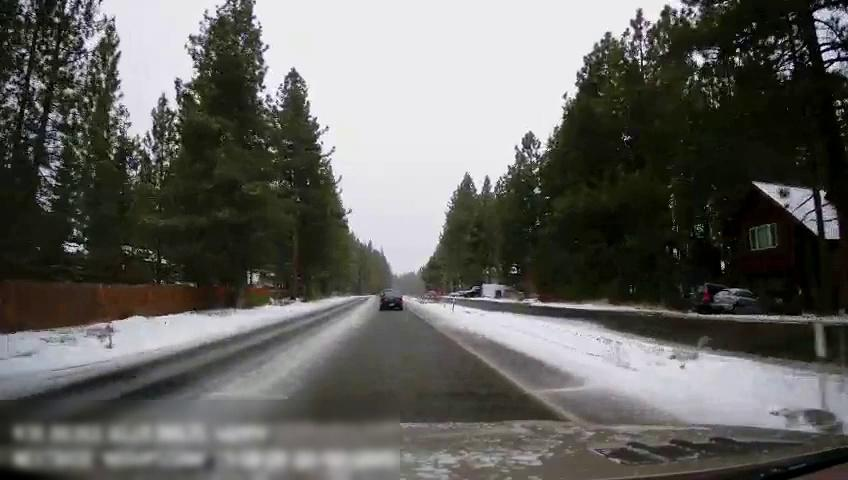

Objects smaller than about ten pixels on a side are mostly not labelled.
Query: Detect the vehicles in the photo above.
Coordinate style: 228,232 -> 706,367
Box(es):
379,291 -> 403,311
711,288 -> 759,315
448,291 -> 461,298
462,288 -> 482,299
689,282 -> 726,315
